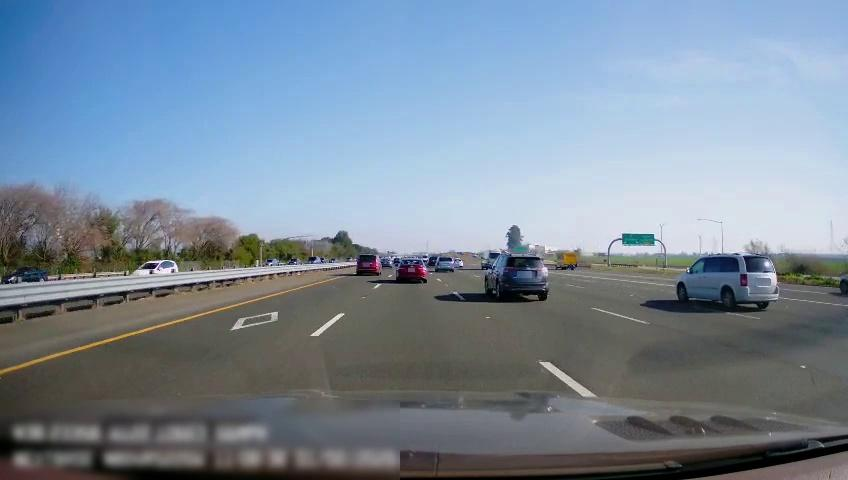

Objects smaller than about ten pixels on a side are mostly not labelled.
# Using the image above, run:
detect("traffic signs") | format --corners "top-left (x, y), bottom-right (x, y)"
top-left (512, 245), bottom-right (529, 253)
top-left (621, 232), bottom-right (656, 247)
top-left (311, 240), bottom-right (323, 248)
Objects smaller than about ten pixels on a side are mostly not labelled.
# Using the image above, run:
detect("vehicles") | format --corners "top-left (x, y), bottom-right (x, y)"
top-left (555, 251), bottom-right (578, 271)
top-left (480, 249), bottom-right (502, 270)
top-left (453, 257), bottom-right (464, 268)
top-left (481, 252), bottom-right (550, 301)
top-left (435, 257), bottom-right (455, 273)
top-left (287, 258), bottom-right (304, 265)
top-left (261, 257), bottom-right (281, 267)
top-left (129, 259), bottom-right (179, 276)
top-left (427, 257), bottom-right (437, 268)
top-left (355, 254), bottom-right (382, 277)
top-left (838, 271), bottom-right (848, 295)
top-left (395, 259), bottom-right (428, 284)
top-left (676, 252), bottom-right (780, 310)
top-left (0, 266), bottom-right (48, 286)
top-left (308, 256), bottom-right (326, 265)
top-left (382, 258), bottom-right (392, 269)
